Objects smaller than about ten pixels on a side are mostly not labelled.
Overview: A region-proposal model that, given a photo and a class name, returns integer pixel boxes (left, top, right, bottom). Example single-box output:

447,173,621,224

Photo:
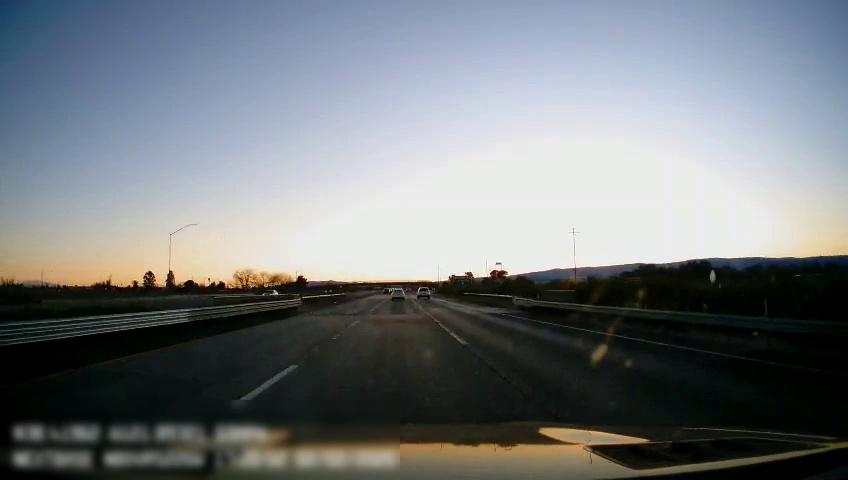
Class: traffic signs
454,276,472,286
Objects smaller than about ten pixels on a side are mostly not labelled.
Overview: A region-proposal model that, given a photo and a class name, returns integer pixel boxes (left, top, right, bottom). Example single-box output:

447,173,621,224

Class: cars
389,288,407,301
262,288,277,296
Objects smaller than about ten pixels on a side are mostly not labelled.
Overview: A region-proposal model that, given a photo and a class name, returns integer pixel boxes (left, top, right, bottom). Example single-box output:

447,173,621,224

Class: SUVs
416,287,432,300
